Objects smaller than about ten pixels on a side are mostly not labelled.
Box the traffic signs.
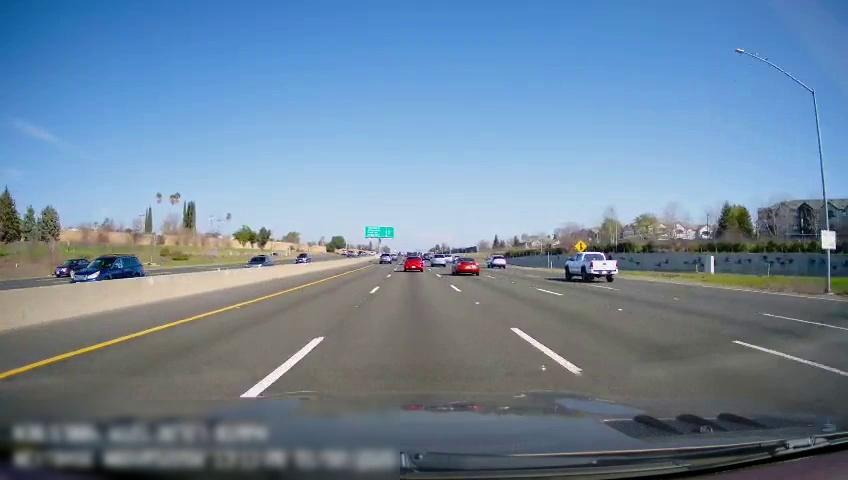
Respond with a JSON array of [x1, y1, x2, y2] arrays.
[[575, 239, 586, 253], [364, 225, 395, 239]]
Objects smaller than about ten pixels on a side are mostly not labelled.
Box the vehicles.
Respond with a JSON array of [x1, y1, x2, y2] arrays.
[[444, 254, 453, 263], [450, 256, 480, 275], [295, 252, 312, 265], [403, 255, 425, 272], [487, 254, 507, 269], [69, 254, 145, 284], [429, 253, 446, 268], [247, 255, 274, 269], [54, 258, 90, 278], [379, 252, 393, 264], [564, 252, 619, 283]]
